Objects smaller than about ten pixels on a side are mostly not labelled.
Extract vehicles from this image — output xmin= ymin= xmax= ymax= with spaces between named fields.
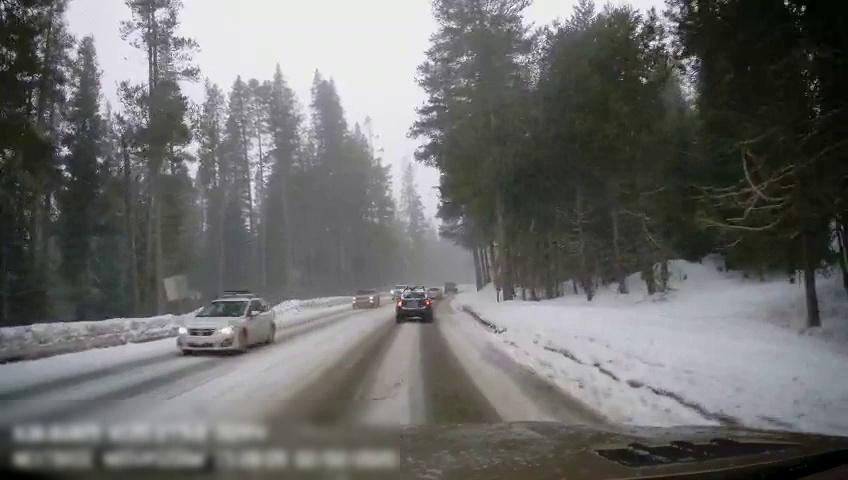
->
xmin=395 ymin=284 xmax=436 ymax=322
xmin=426 ymin=287 xmax=443 ymax=300
xmin=351 ymin=288 xmax=381 ymax=309
xmin=390 ymin=284 xmax=410 ymax=301
xmin=444 ymin=281 xmax=458 ymax=295
xmin=175 ymin=290 xmax=277 ymax=356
